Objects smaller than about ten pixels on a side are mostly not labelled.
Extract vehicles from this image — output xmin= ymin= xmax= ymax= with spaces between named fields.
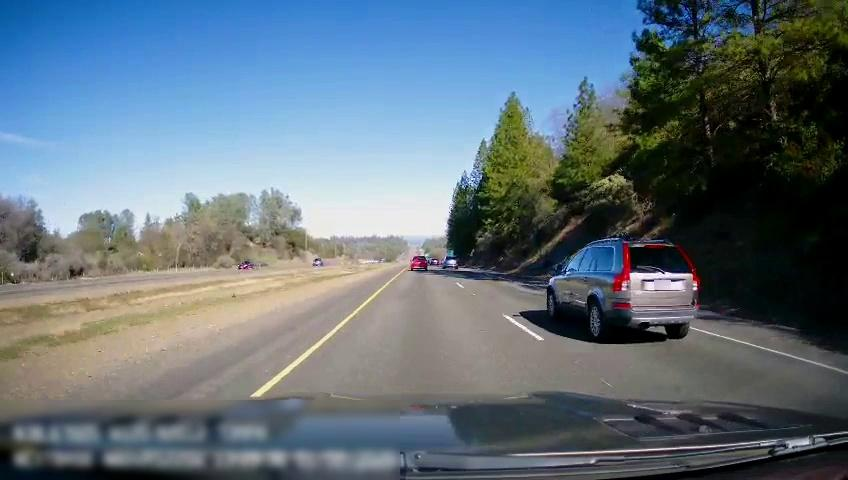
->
xmin=442 ymin=255 xmax=459 ymax=269
xmin=546 ymin=239 xmax=702 ymax=342
xmin=311 ymin=257 xmax=324 ymax=267
xmin=409 ymin=254 xmax=429 ymax=272
xmin=238 ymin=260 xmax=257 ymax=270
